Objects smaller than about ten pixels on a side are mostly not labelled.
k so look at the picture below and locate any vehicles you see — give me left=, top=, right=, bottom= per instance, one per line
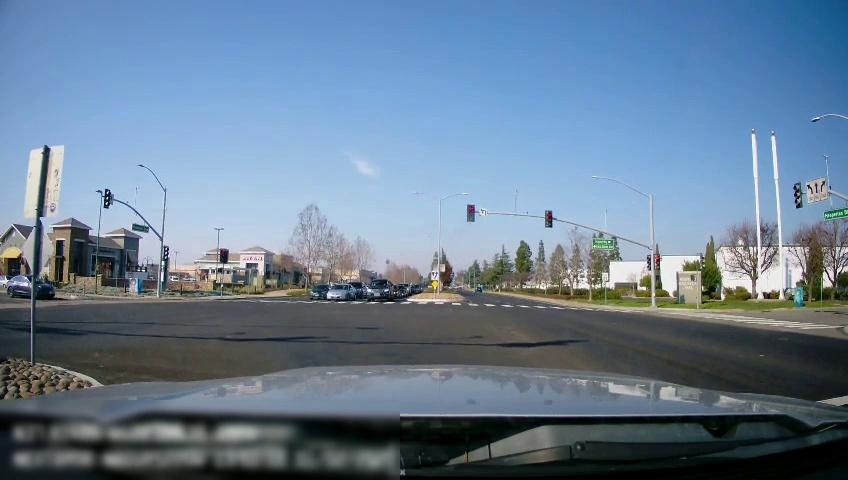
left=0, top=275, right=15, bottom=289
left=367, top=280, right=395, bottom=302
left=8, top=274, right=56, bottom=299
left=329, top=283, right=359, bottom=300
left=393, top=283, right=406, bottom=301
left=312, top=284, right=332, bottom=299
left=352, top=282, right=367, bottom=299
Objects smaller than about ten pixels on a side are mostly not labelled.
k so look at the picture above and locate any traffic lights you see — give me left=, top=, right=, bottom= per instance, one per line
left=224, top=250, right=229, bottom=264
left=646, top=254, right=652, bottom=271
left=466, top=204, right=476, bottom=223
left=103, top=189, right=112, bottom=209
left=653, top=253, right=660, bottom=270
left=792, top=182, right=803, bottom=209
left=163, top=247, right=170, bottom=261
left=219, top=250, right=224, bottom=263
left=544, top=209, right=553, bottom=228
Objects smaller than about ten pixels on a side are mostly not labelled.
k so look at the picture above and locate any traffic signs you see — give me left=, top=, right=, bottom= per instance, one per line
left=807, top=176, right=826, bottom=202
left=431, top=270, right=440, bottom=281
left=592, top=238, right=614, bottom=250
left=823, top=206, right=848, bottom=220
